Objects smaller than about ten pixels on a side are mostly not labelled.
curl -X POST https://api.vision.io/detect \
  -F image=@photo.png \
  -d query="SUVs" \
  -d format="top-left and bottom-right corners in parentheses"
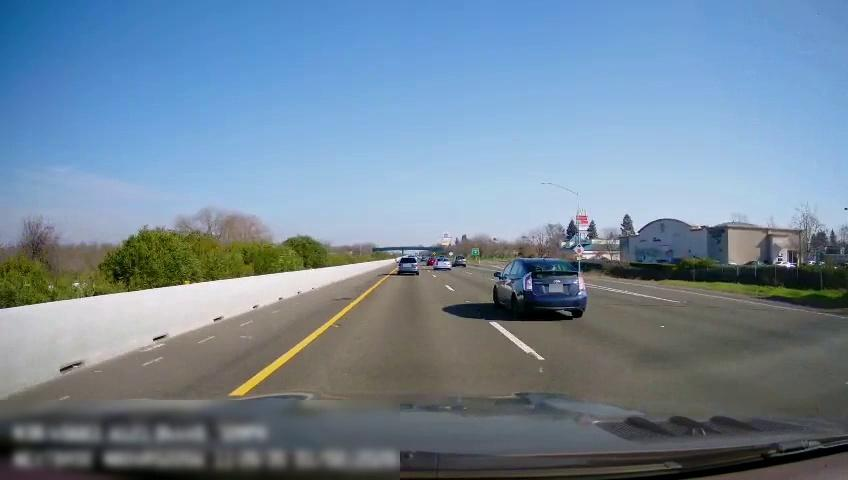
top-left (397, 257), bottom-right (421, 276)
top-left (452, 256), bottom-right (467, 269)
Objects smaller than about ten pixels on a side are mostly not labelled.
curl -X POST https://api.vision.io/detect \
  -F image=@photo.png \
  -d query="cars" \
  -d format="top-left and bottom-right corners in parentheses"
top-left (491, 257), bottom-right (588, 321)
top-left (425, 258), bottom-right (435, 266)
top-left (433, 257), bottom-right (452, 271)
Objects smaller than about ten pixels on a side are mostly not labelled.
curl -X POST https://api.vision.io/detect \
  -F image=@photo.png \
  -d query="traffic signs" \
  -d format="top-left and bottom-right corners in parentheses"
top-left (574, 243), bottom-right (584, 256)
